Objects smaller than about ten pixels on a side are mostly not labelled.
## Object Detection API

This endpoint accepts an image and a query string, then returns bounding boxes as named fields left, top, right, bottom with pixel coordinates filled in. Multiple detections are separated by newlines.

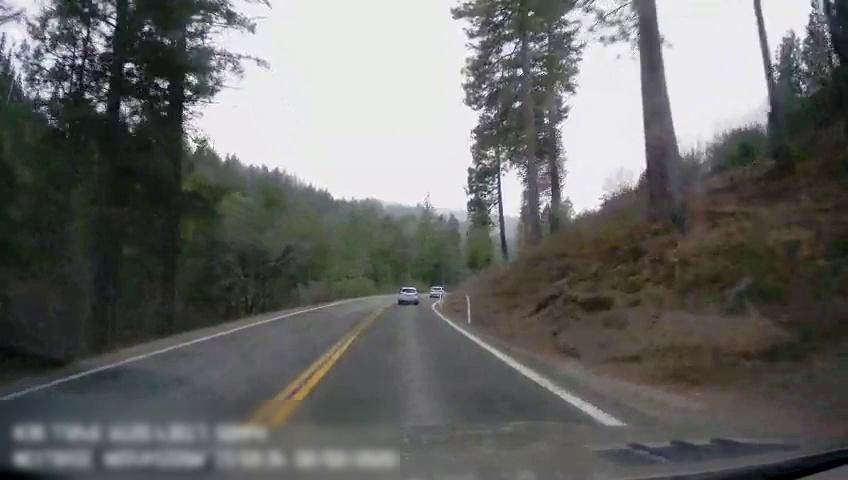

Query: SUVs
left=398, top=287, right=419, bottom=305
left=430, top=286, right=445, bottom=298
